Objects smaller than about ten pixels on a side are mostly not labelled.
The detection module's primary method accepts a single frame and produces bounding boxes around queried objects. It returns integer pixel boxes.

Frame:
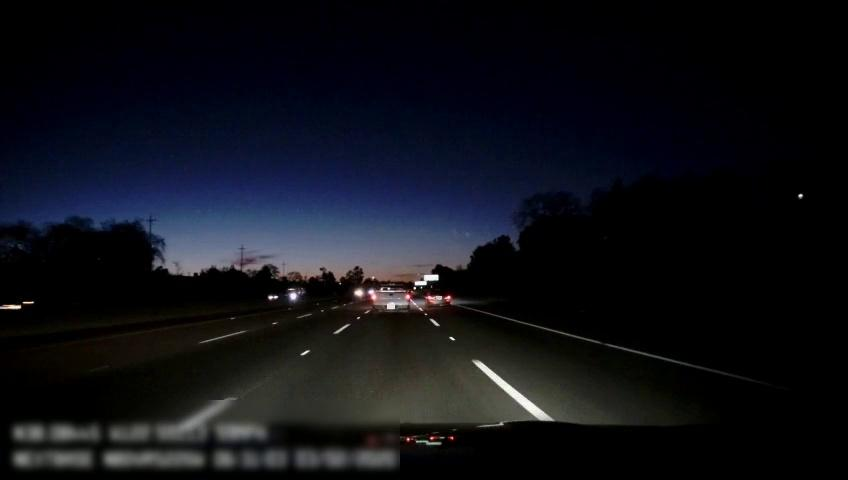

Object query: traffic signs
[424,275,439,281]
[414,281,427,287]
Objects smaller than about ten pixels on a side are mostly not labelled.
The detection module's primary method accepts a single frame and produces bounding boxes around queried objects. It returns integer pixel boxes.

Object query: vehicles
[425,289,452,307]
[266,292,280,302]
[370,283,412,317]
